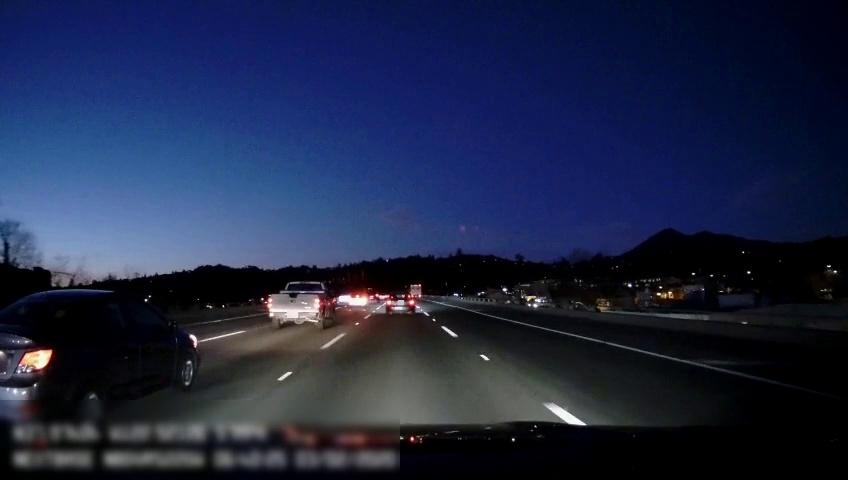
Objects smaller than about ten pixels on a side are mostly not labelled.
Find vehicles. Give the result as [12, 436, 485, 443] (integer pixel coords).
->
[0, 288, 201, 433]
[349, 294, 370, 308]
[365, 290, 380, 302]
[268, 281, 337, 330]
[410, 284, 422, 300]
[339, 294, 352, 303]
[386, 292, 416, 317]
